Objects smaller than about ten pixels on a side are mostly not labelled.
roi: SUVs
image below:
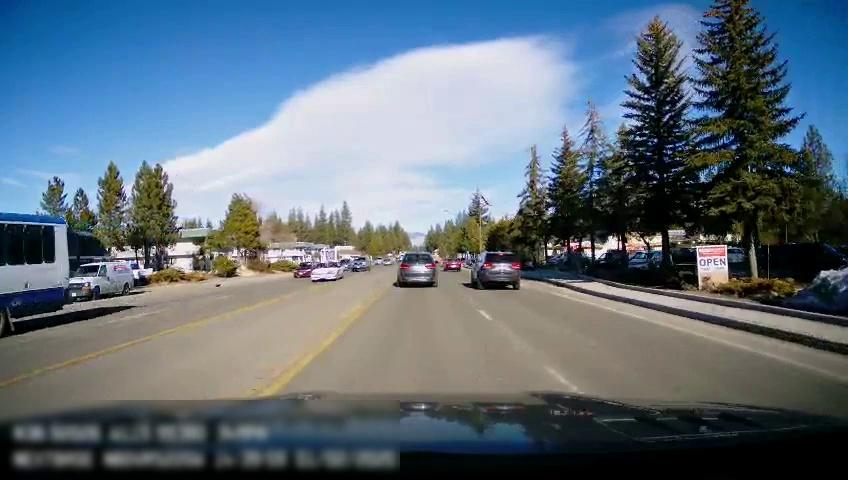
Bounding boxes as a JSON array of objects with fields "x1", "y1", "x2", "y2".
[
  {"x1": 396, "y1": 254, "x2": 436, "y2": 290},
  {"x1": 471, "y1": 252, "x2": 521, "y2": 290}
]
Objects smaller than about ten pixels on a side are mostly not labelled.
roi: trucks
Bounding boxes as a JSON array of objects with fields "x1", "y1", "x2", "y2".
[{"x1": 349, "y1": 257, "x2": 369, "y2": 272}]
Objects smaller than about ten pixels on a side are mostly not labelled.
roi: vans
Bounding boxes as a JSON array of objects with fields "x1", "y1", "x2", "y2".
[{"x1": 70, "y1": 263, "x2": 134, "y2": 302}]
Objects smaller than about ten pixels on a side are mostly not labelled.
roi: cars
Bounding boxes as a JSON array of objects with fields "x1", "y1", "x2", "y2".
[
  {"x1": 310, "y1": 261, "x2": 343, "y2": 283},
  {"x1": 445, "y1": 258, "x2": 460, "y2": 272},
  {"x1": 294, "y1": 262, "x2": 315, "y2": 278}
]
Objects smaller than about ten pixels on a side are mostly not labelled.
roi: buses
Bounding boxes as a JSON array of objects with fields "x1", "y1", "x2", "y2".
[{"x1": 0, "y1": 211, "x2": 73, "y2": 335}]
